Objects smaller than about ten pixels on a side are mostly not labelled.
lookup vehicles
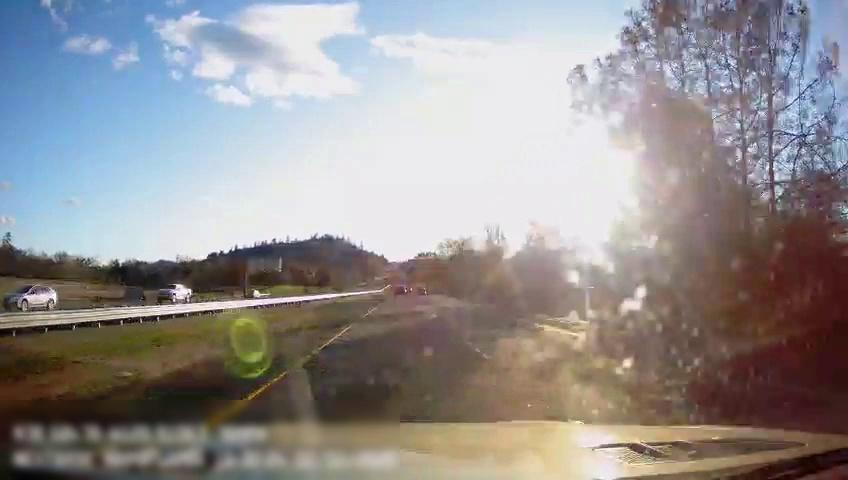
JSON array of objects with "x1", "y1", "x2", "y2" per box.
[
  {"x1": 417, "y1": 286, "x2": 428, "y2": 296},
  {"x1": 393, "y1": 284, "x2": 406, "y2": 296},
  {"x1": 157, "y1": 284, "x2": 193, "y2": 305},
  {"x1": 2, "y1": 285, "x2": 57, "y2": 312}
]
